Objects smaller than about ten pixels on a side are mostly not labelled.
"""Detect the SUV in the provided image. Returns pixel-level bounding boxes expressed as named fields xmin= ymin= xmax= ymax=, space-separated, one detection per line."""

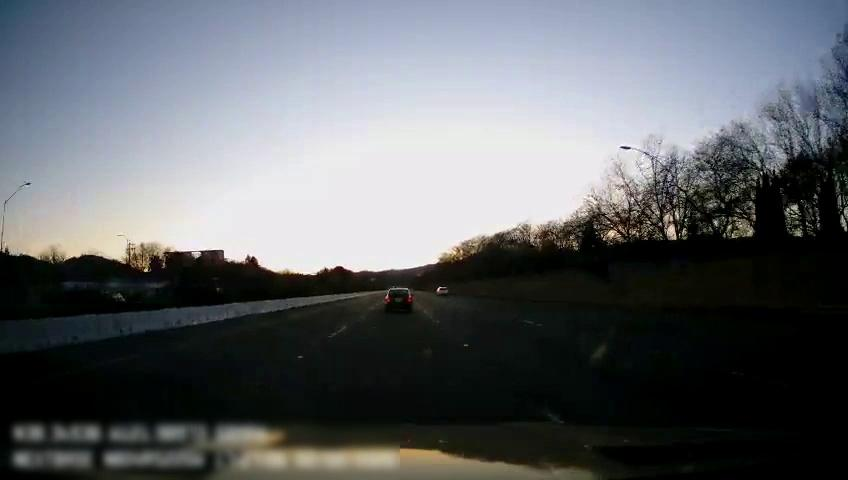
xmin=436 ymin=287 xmax=449 ymax=296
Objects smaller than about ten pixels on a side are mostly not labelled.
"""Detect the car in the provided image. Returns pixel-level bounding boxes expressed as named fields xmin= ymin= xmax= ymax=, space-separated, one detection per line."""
xmin=384 ymin=289 xmax=412 ymax=312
